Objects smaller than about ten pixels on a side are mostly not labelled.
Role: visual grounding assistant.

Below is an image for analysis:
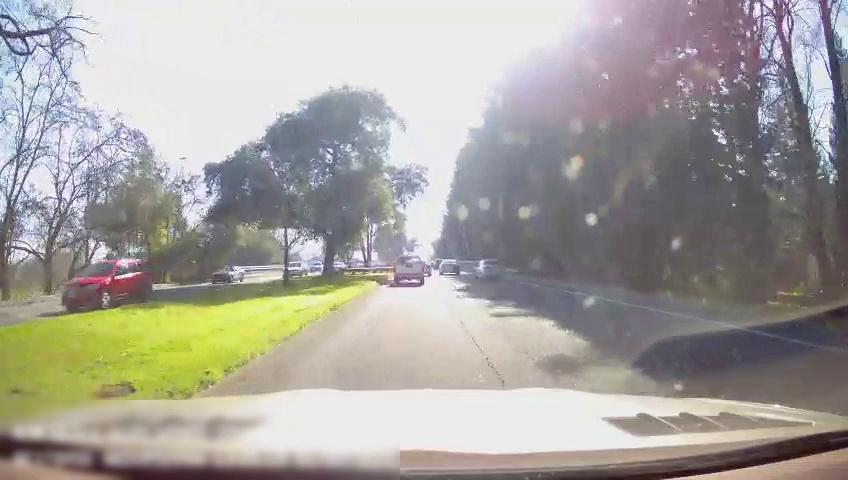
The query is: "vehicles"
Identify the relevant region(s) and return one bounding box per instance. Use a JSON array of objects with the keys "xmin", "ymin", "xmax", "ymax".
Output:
[
  {"xmin": 210, "ymin": 264, "xmax": 246, "ymax": 284},
  {"xmin": 309, "ymin": 260, "xmax": 323, "ymax": 273},
  {"xmin": 432, "ymin": 258, "xmax": 441, "ymax": 270},
  {"xmin": 392, "ymin": 253, "xmax": 426, "ymax": 286},
  {"xmin": 287, "ymin": 262, "xmax": 310, "ymax": 279},
  {"xmin": 439, "ymin": 258, "xmax": 460, "ymax": 275},
  {"xmin": 473, "ymin": 257, "xmax": 499, "ymax": 276},
  {"xmin": 61, "ymin": 257, "xmax": 154, "ymax": 314},
  {"xmin": 334, "ymin": 261, "xmax": 348, "ymax": 269},
  {"xmin": 423, "ymin": 256, "xmax": 433, "ymax": 276}
]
